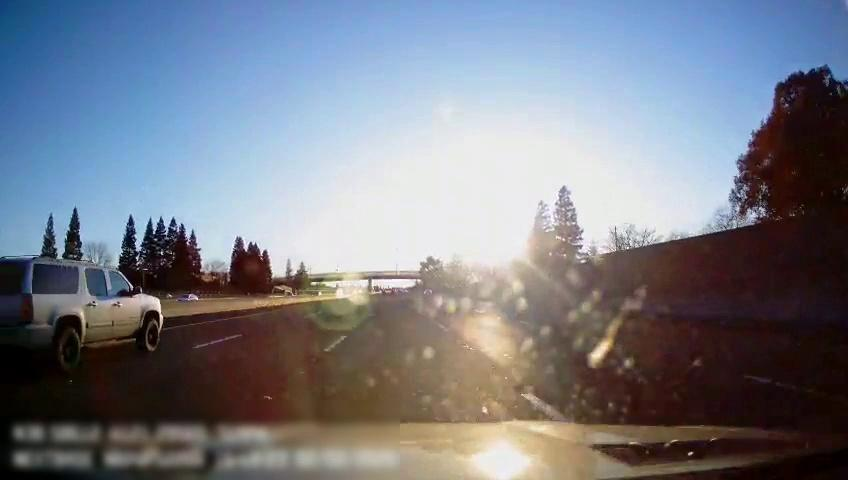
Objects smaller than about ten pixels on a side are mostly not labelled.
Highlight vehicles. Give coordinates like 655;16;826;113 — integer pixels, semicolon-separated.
176;293;198;302
0;255;163;374
422;288;434;297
